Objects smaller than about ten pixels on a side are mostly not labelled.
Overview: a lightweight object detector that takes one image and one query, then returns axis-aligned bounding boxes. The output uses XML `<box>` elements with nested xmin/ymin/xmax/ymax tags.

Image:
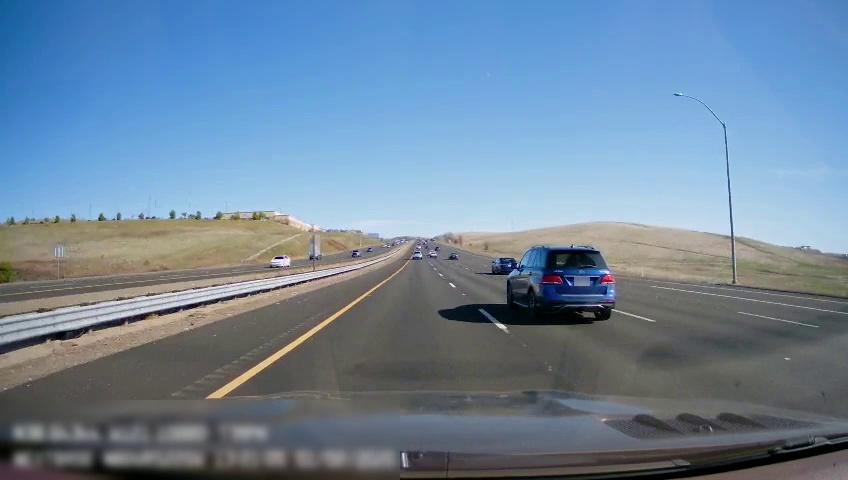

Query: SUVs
<box><xmin>412</xmin><ymin>250</ymin><xmax>422</xmax><ymax>259</ymax></box>
<box><xmin>504</xmin><ymin>245</ymin><xmax>616</xmax><ymax>321</ymax></box>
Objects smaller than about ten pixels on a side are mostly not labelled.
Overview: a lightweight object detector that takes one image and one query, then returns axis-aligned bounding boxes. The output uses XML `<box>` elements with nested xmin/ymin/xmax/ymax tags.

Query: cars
<box><xmin>491</xmin><ymin>257</ymin><xmax>517</xmax><ymax>274</ymax></box>
<box><xmin>269</xmin><ymin>255</ymin><xmax>291</xmax><ymax>268</ymax></box>
<box><xmin>449</xmin><ymin>253</ymin><xmax>459</xmax><ymax>260</ymax></box>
